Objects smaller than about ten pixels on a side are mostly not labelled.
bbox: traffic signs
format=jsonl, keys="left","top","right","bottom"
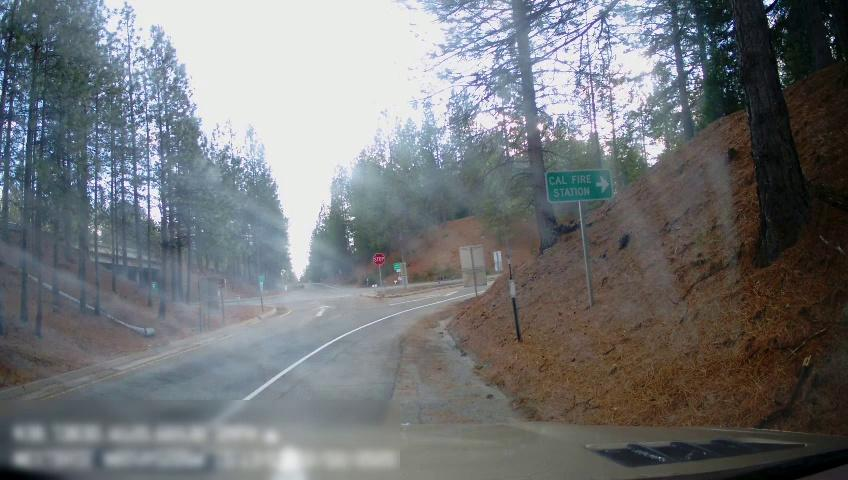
{"left": 393, "top": 262, "right": 407, "bottom": 272}
{"left": 544, "top": 168, "right": 615, "bottom": 204}
{"left": 372, "top": 252, "right": 386, "bottom": 267}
